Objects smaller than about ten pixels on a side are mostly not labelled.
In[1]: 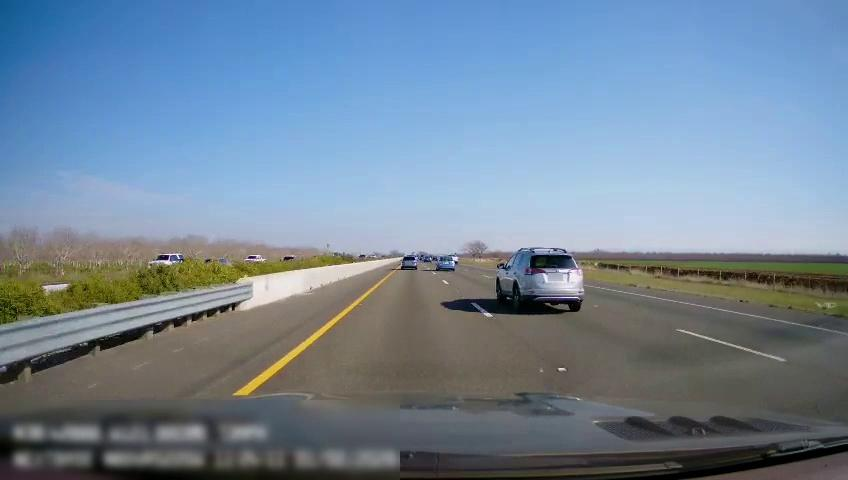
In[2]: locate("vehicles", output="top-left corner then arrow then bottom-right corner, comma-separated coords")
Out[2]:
244,255 -> 266,262
435,255 -> 456,272
496,247 -> 584,311
401,255 -> 418,269
147,253 -> 184,270
282,255 -> 297,261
